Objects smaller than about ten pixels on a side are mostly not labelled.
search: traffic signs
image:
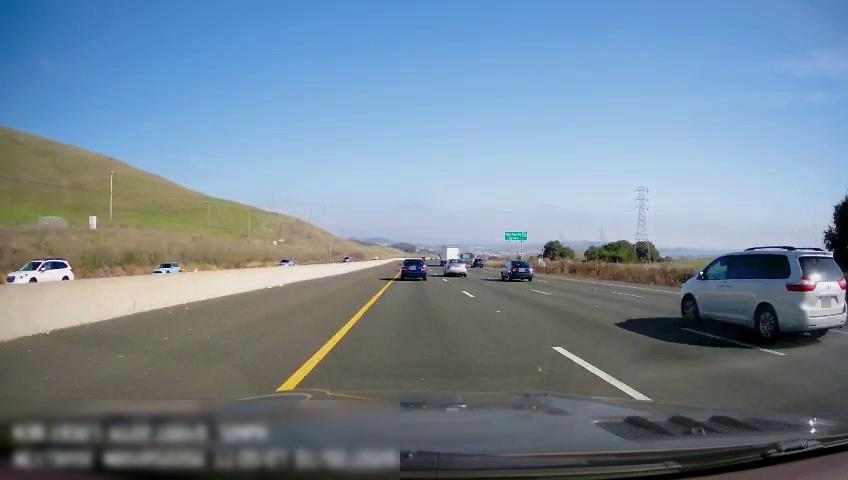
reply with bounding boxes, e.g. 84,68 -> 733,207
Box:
504,231 -> 529,241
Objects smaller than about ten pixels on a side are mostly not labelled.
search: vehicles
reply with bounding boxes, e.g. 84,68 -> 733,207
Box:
5,258 -> 75,286
678,246 -> 847,343
401,259 -> 426,281
444,259 -> 467,278
471,259 -> 484,269
501,260 -> 534,282
440,246 -> 460,266
151,262 -> 182,274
